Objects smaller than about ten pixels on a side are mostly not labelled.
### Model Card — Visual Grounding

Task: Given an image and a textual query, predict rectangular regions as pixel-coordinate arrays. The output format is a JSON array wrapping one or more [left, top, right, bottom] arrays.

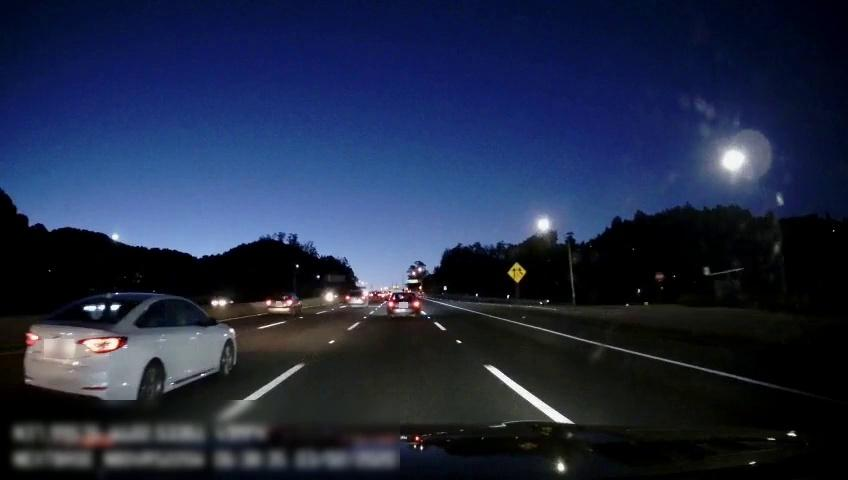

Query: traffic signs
[[406, 279, 418, 284], [507, 262, 527, 283]]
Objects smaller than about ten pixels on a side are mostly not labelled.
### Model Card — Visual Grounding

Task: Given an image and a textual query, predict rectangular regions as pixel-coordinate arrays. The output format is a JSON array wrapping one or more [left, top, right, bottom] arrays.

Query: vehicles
[[211, 297, 234, 306], [385, 291, 421, 319], [369, 291, 384, 301], [346, 290, 369, 310], [267, 293, 302, 318], [23, 293, 238, 415]]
